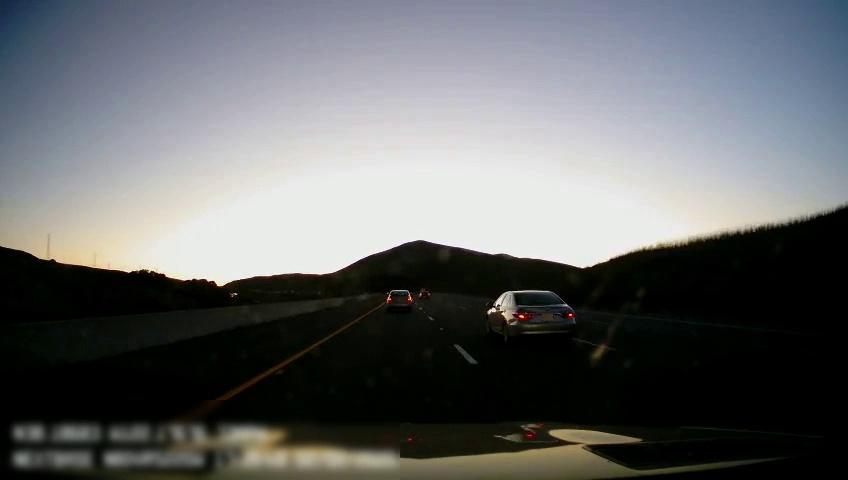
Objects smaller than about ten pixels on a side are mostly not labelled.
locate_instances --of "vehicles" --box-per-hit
[419,291,430,299]
[486,290,576,345]
[386,289,412,312]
